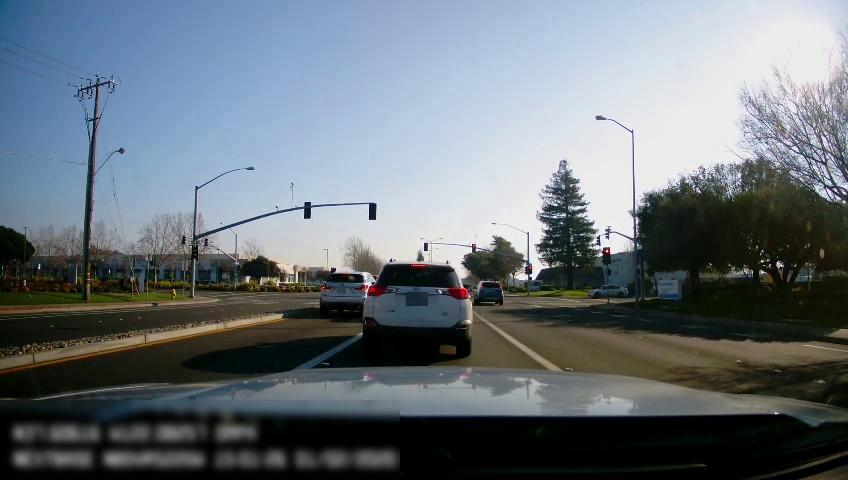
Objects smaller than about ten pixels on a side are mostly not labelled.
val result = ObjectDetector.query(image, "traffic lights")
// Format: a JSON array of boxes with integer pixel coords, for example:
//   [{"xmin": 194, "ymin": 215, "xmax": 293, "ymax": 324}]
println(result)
[
  {"xmin": 595, "ymin": 234, "xmax": 602, "ymax": 248},
  {"xmin": 303, "ymin": 201, "xmax": 312, "ymax": 220},
  {"xmin": 471, "ymin": 243, "xmax": 477, "ymax": 254},
  {"xmin": 368, "ymin": 201, "xmax": 377, "ymax": 221},
  {"xmin": 193, "ymin": 245, "xmax": 199, "ymax": 261},
  {"xmin": 527, "ymin": 264, "xmax": 533, "ymax": 275},
  {"xmin": 604, "ymin": 226, "xmax": 611, "ymax": 241},
  {"xmin": 601, "ymin": 246, "xmax": 612, "ymax": 265}
]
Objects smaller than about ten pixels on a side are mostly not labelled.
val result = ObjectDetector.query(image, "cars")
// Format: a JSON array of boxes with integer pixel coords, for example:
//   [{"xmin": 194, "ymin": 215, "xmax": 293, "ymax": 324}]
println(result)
[{"xmin": 587, "ymin": 283, "xmax": 630, "ymax": 300}]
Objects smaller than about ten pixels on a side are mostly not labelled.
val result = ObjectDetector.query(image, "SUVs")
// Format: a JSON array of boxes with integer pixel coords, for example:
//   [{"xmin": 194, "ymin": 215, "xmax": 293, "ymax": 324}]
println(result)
[
  {"xmin": 472, "ymin": 280, "xmax": 504, "ymax": 305},
  {"xmin": 361, "ymin": 257, "xmax": 473, "ymax": 359},
  {"xmin": 319, "ymin": 271, "xmax": 375, "ymax": 314}
]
